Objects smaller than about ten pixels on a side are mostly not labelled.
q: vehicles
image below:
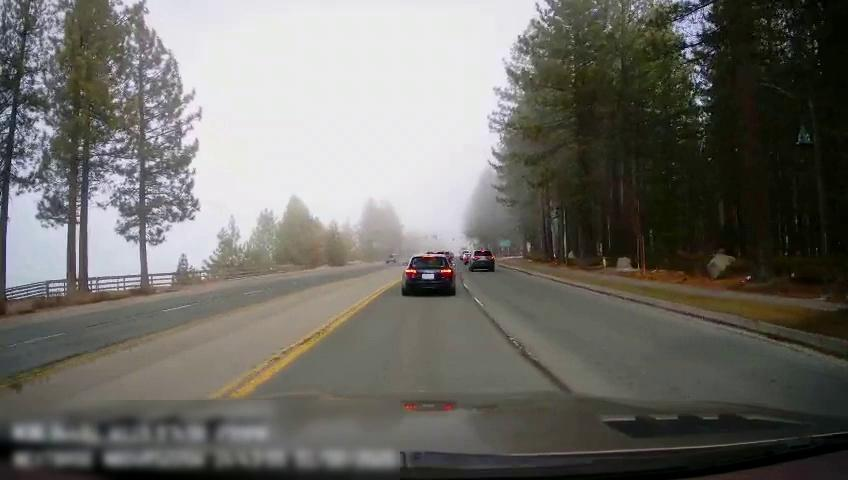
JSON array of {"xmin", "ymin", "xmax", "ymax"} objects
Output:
[
  {"xmin": 468, "ymin": 250, "xmax": 495, "ymax": 272},
  {"xmin": 401, "ymin": 255, "xmax": 455, "ymax": 297},
  {"xmin": 431, "ymin": 251, "xmax": 455, "ymax": 269},
  {"xmin": 459, "ymin": 252, "xmax": 472, "ymax": 263}
]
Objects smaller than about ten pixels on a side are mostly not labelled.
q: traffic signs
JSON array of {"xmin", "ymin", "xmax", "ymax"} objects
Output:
[{"xmin": 498, "ymin": 239, "xmax": 513, "ymax": 249}]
